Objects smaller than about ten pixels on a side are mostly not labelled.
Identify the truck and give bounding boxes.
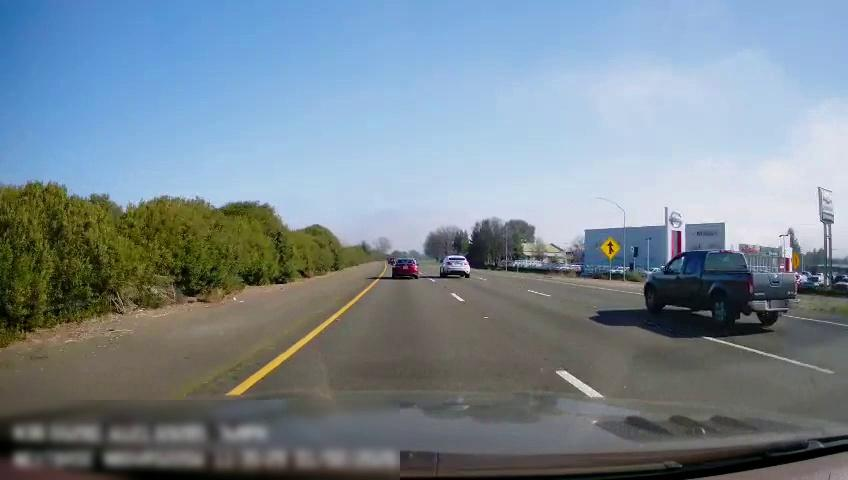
[642,248,798,334]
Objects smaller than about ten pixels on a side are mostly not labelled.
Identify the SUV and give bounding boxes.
[439,254,471,279]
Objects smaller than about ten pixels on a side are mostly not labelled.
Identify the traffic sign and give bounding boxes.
[600,238,621,259]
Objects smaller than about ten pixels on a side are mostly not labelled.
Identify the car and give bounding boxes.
[392,258,418,279]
